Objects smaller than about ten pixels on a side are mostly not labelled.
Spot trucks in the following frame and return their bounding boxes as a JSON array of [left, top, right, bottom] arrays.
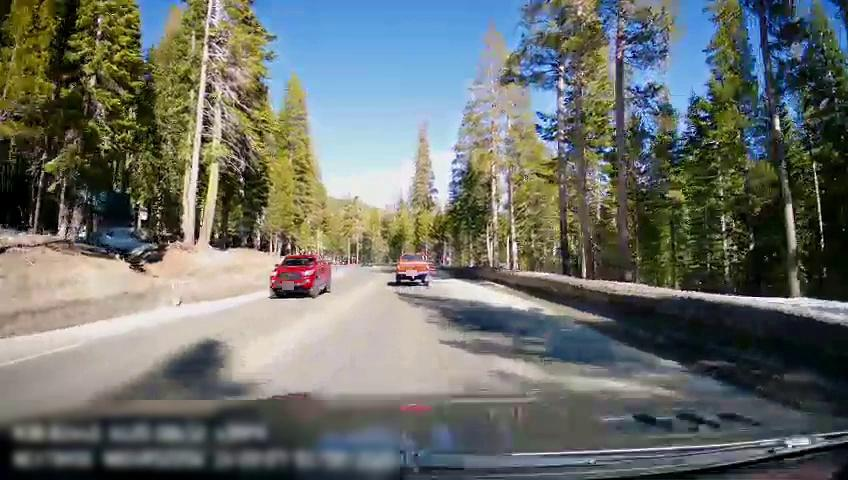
[[269, 254, 332, 299], [395, 252, 430, 285]]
